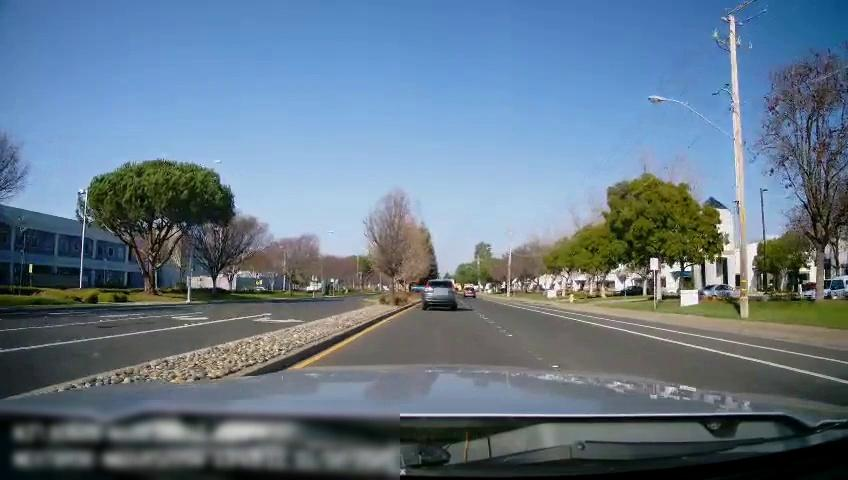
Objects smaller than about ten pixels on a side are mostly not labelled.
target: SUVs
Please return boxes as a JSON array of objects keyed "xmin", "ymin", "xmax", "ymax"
[
  {"xmin": 423, "ymin": 279, "xmax": 459, "ymax": 310},
  {"xmin": 463, "ymin": 286, "xmax": 476, "ymax": 298}
]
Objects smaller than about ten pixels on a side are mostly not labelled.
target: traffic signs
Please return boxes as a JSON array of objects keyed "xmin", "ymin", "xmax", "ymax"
[{"xmin": 650, "ymin": 258, "xmax": 659, "ymax": 270}]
